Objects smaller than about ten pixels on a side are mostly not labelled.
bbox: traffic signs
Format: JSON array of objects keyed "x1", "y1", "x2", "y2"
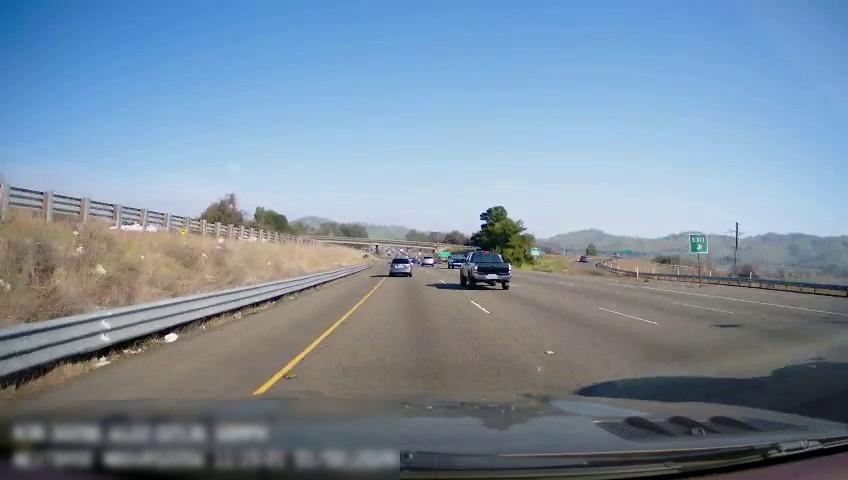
[
  {"x1": 622, "y1": 248, "x2": 634, "y2": 256},
  {"x1": 438, "y1": 250, "x2": 452, "y2": 258},
  {"x1": 688, "y1": 232, "x2": 709, "y2": 255}
]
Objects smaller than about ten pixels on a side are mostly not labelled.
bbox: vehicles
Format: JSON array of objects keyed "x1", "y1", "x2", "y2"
[
  {"x1": 387, "y1": 255, "x2": 413, "y2": 277},
  {"x1": 420, "y1": 255, "x2": 435, "y2": 267},
  {"x1": 108, "y1": 218, "x2": 160, "y2": 233},
  {"x1": 447, "y1": 254, "x2": 466, "y2": 269},
  {"x1": 459, "y1": 250, "x2": 513, "y2": 291},
  {"x1": 237, "y1": 234, "x2": 267, "y2": 242}
]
